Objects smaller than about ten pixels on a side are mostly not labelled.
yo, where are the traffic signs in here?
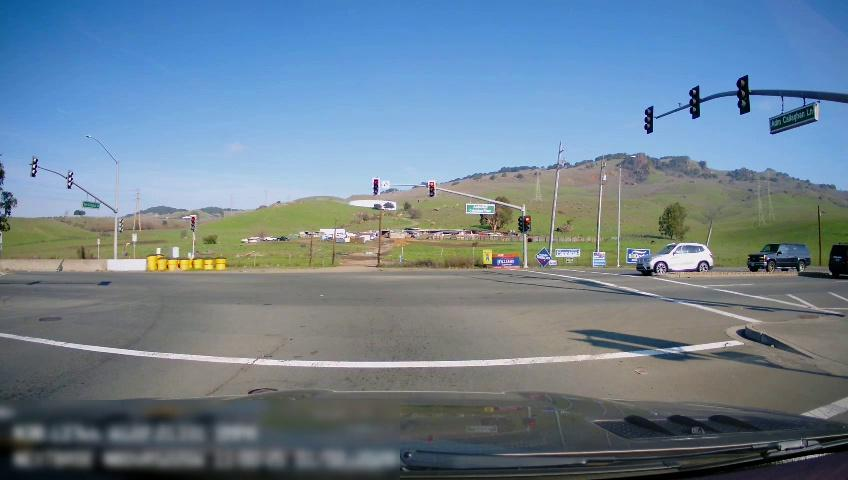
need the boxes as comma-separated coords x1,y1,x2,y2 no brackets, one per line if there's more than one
81,199,101,209
464,201,497,216
768,100,821,135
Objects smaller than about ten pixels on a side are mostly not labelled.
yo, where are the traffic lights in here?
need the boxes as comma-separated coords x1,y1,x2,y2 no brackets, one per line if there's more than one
426,178,437,197
517,215,525,232
30,156,40,178
66,168,75,190
523,214,533,232
117,215,125,233
189,214,198,232
643,104,655,135
735,74,751,115
371,176,382,196
687,84,702,120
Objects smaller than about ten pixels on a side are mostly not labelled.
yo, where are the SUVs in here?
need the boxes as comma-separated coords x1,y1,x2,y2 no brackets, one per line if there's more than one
828,243,848,279
636,242,714,276
746,243,812,273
